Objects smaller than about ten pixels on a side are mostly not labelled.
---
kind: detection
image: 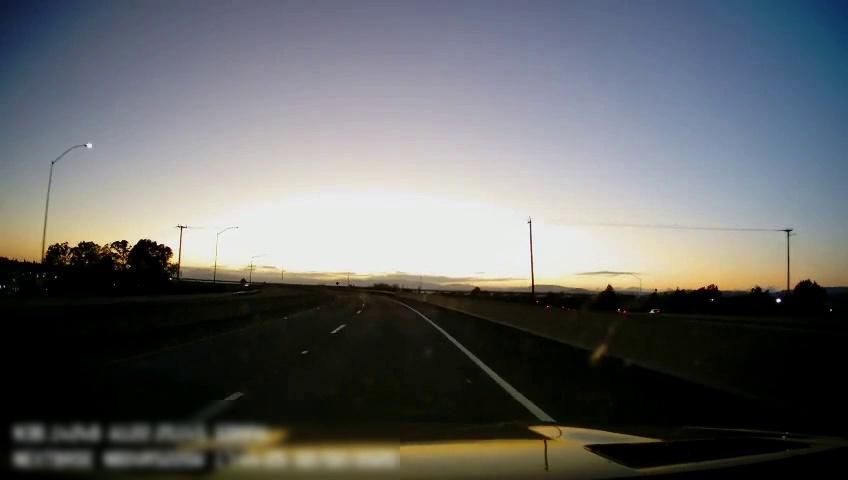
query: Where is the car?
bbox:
[647,308,661,317]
